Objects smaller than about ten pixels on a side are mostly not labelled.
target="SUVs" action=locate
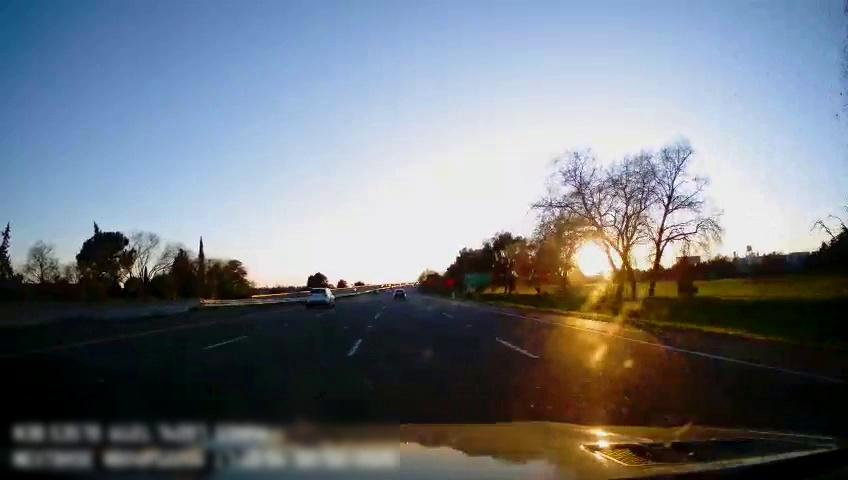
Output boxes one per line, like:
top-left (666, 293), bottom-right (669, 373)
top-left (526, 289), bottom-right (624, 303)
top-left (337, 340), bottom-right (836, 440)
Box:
top-left (393, 289), bottom-right (406, 299)
top-left (305, 287), bottom-right (337, 311)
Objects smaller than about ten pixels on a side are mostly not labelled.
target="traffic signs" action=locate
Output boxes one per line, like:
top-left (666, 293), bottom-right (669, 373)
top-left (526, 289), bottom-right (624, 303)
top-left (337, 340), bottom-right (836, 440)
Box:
top-left (464, 273), bottom-right (496, 287)
top-left (445, 279), bottom-right (456, 289)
